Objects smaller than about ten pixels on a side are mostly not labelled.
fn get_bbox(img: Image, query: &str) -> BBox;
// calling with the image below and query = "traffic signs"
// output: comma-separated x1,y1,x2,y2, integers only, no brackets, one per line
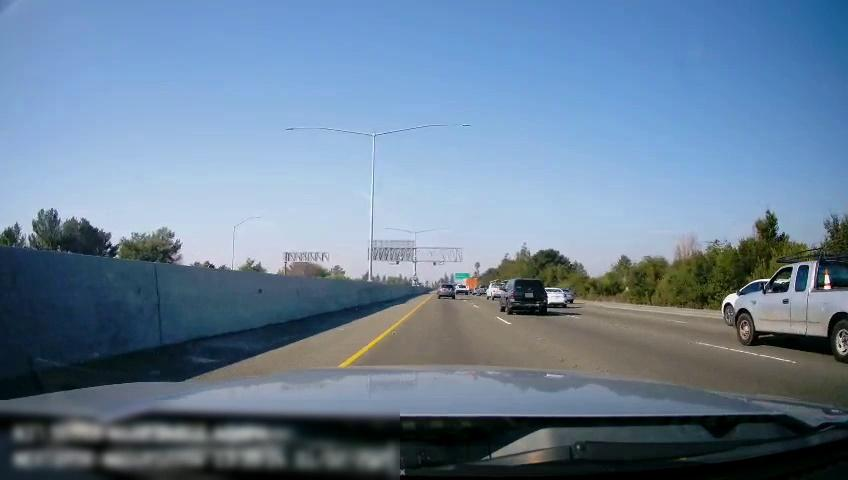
454,271,471,279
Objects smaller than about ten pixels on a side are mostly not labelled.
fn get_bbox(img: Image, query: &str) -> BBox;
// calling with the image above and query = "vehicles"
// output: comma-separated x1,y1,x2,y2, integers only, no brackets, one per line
466,278,477,288
562,288,574,304
455,284,469,295
732,244,848,361
499,278,549,316
546,287,568,309
478,283,489,295
721,278,770,327
485,280,504,301
436,282,456,300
